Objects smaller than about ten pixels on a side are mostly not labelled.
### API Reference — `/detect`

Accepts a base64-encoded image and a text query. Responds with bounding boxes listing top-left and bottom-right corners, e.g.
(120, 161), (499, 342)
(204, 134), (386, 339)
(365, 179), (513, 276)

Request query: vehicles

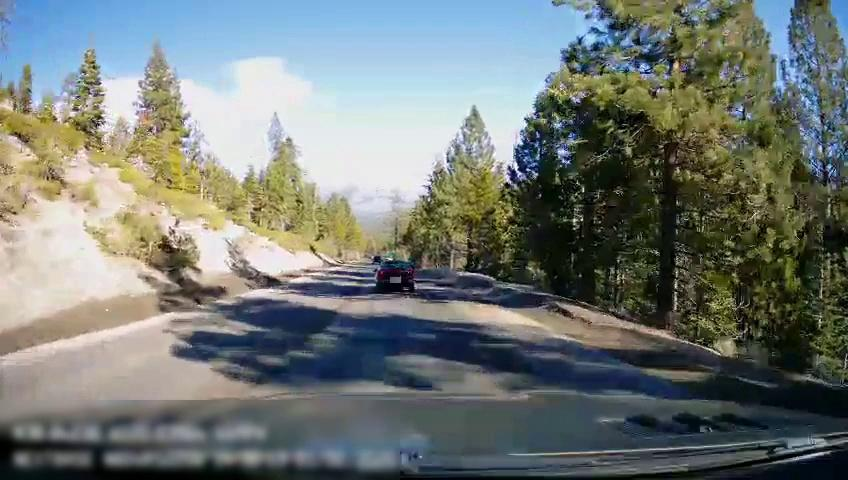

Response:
(368, 255), (386, 266)
(375, 258), (416, 292)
